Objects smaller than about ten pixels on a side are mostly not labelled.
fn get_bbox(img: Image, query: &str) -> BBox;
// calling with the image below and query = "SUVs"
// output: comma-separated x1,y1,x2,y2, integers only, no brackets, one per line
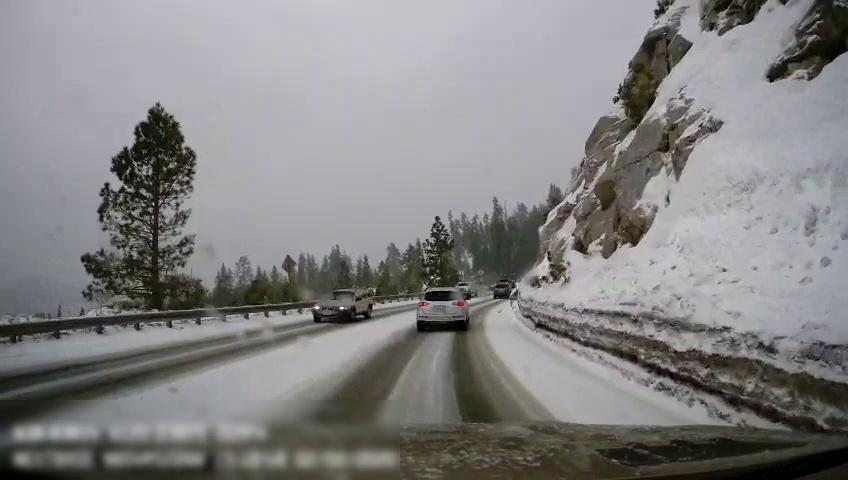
416,286,472,332
311,288,374,323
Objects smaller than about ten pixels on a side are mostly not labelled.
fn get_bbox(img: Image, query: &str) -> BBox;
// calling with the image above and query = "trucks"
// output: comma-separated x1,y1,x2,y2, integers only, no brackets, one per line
455,282,479,300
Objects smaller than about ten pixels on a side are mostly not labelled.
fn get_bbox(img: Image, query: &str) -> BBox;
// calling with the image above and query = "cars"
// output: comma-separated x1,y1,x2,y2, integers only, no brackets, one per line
493,283,514,299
